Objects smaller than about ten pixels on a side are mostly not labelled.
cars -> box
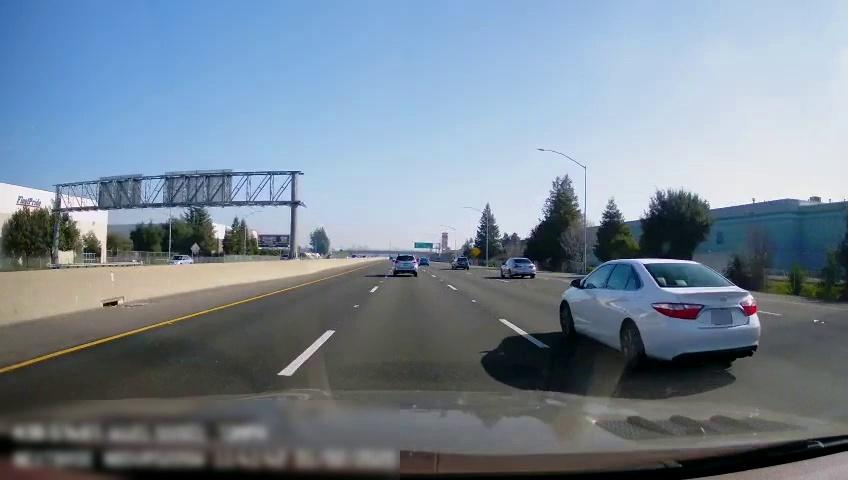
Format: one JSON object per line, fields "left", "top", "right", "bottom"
{"left": 167, "top": 254, "right": 193, "bottom": 265}
{"left": 418, "top": 258, "right": 429, "bottom": 266}
{"left": 500, "top": 257, "right": 537, "bottom": 279}
{"left": 559, "top": 258, "right": 762, "bottom": 383}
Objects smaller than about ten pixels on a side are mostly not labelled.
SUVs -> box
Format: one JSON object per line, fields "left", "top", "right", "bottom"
{"left": 392, "top": 255, "right": 418, "bottom": 277}
{"left": 451, "top": 257, "right": 470, "bottom": 271}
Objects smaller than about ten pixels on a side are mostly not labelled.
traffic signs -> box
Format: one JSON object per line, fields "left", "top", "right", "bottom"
{"left": 96, "top": 173, "right": 145, "bottom": 209}
{"left": 414, "top": 242, "right": 433, "bottom": 249}
{"left": 470, "top": 247, "right": 481, "bottom": 257}
{"left": 161, "top": 168, "right": 233, "bottom": 205}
